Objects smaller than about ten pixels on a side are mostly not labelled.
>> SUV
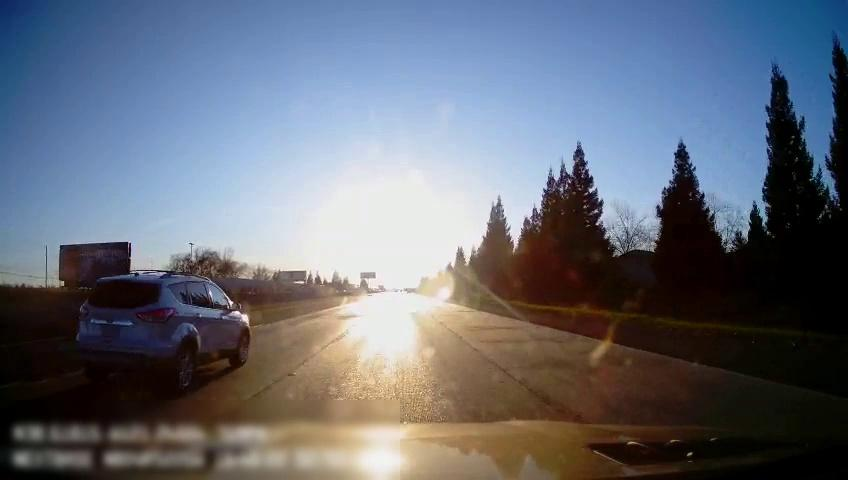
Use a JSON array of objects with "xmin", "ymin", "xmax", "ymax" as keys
[{"xmin": 74, "ymin": 269, "xmax": 252, "ymax": 393}]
